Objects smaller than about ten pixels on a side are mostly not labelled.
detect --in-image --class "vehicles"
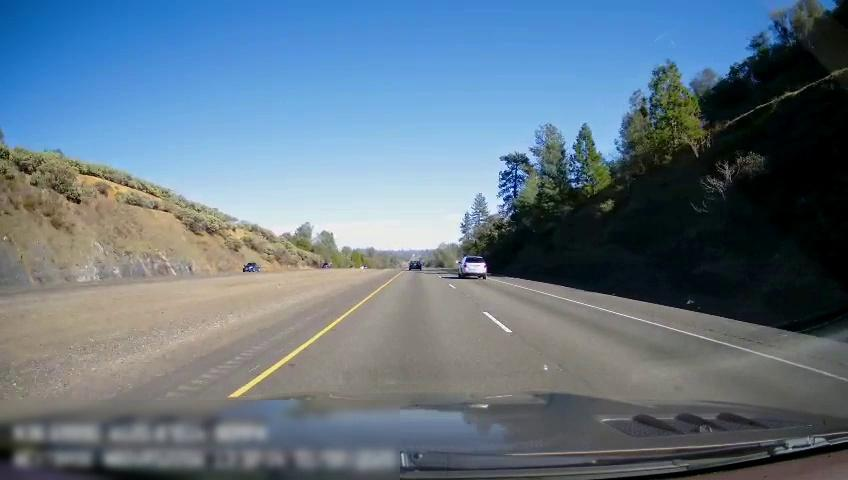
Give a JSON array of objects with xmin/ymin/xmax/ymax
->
[
  {"xmin": 241, "ymin": 262, "xmax": 262, "ymax": 273},
  {"xmin": 409, "ymin": 261, "xmax": 421, "ymax": 271},
  {"xmin": 457, "ymin": 256, "xmax": 487, "ymax": 280}
]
